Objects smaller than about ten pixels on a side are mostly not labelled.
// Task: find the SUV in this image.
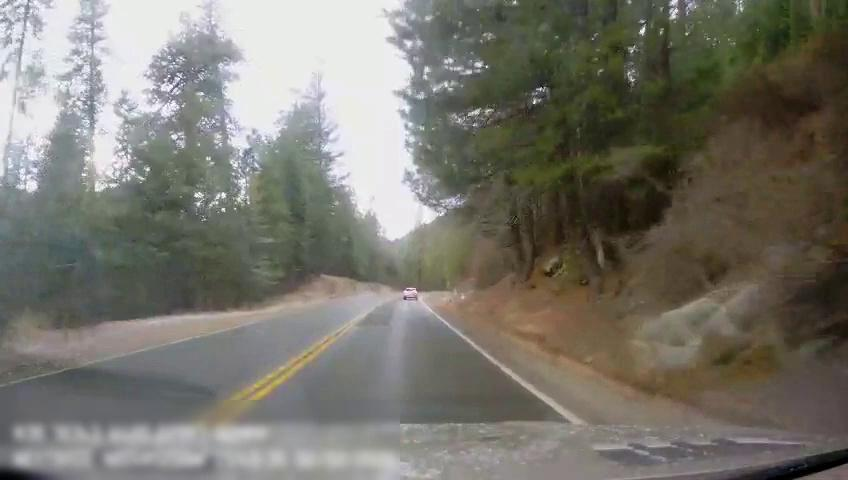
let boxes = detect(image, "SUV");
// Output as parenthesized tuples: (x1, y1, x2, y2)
(403, 287, 419, 300)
